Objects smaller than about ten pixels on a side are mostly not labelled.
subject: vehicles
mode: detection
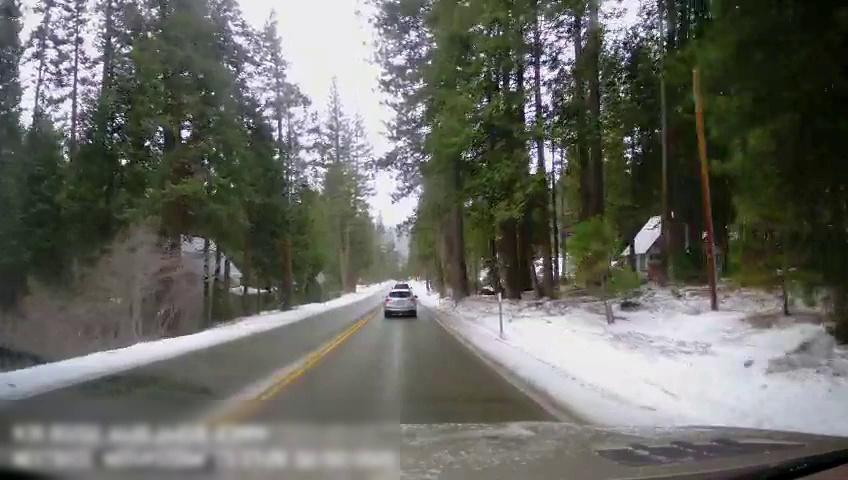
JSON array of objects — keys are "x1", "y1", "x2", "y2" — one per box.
[
  {"x1": 384, "y1": 288, "x2": 419, "y2": 318},
  {"x1": 391, "y1": 281, "x2": 413, "y2": 292}
]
